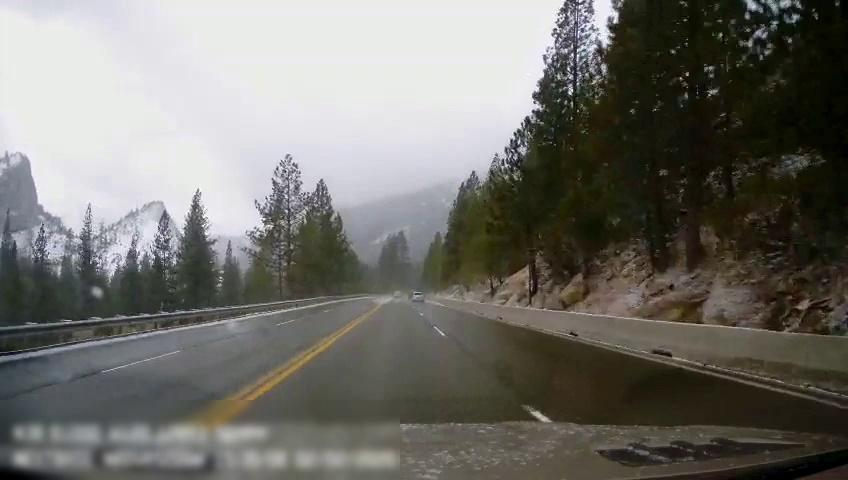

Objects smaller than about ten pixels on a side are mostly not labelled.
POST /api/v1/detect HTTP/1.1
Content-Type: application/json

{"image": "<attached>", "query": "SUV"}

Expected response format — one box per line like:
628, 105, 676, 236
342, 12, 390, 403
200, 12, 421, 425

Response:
411, 291, 425, 302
